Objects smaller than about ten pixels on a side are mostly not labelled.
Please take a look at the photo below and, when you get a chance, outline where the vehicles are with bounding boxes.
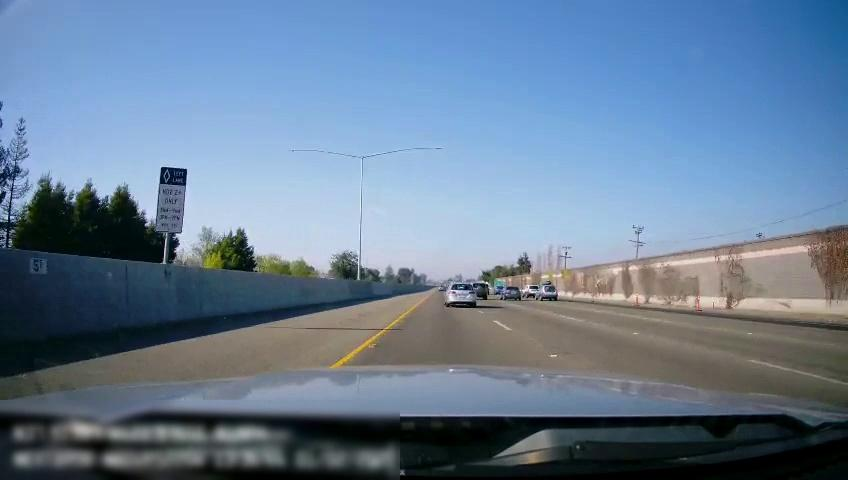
[535,281,558,301]
[444,282,477,308]
[494,285,505,295]
[473,283,488,300]
[499,286,522,301]
[521,285,539,298]
[485,283,490,295]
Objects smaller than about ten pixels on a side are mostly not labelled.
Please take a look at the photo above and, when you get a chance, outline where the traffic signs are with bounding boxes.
[155,166,188,234]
